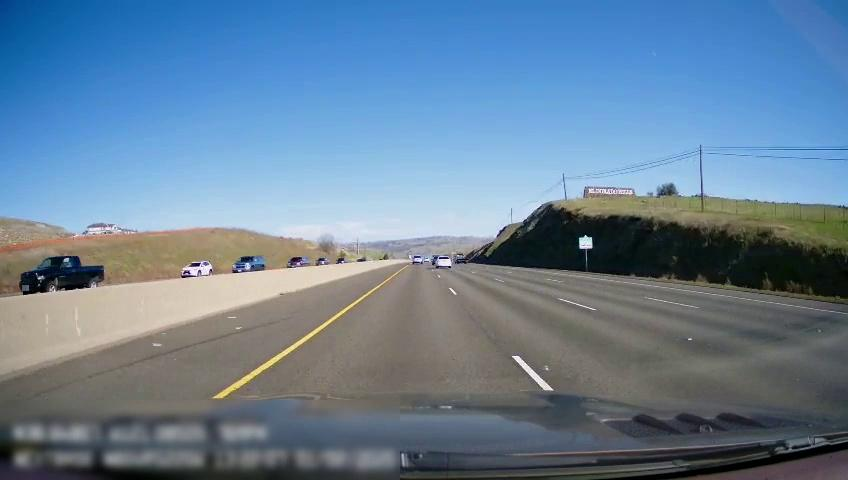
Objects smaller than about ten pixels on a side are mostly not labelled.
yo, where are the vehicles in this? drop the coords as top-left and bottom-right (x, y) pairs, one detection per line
(435, 255), (451, 268)
(231, 256), (265, 273)
(288, 256), (309, 268)
(315, 257), (328, 265)
(181, 261), (213, 279)
(411, 254), (422, 264)
(454, 253), (466, 264)
(19, 255), (104, 295)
